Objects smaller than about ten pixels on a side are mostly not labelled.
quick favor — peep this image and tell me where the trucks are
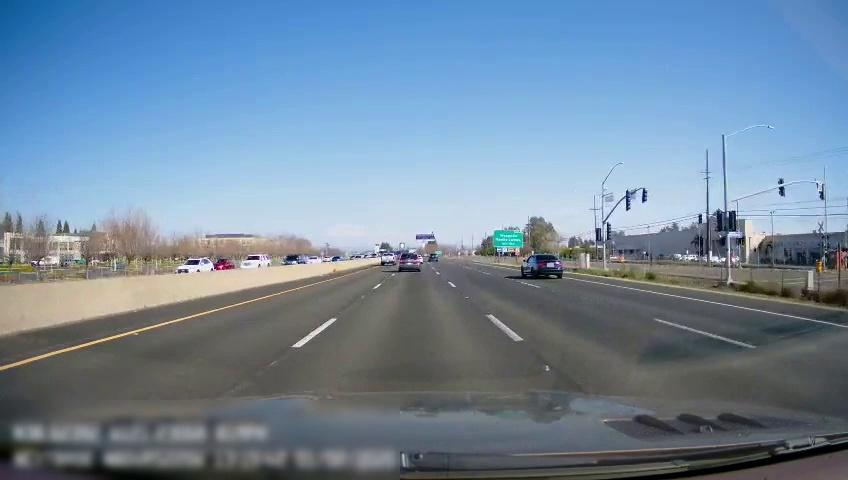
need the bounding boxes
[380,253,396,266]
[239,254,272,269]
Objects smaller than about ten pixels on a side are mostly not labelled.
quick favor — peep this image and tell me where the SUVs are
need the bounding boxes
[280,253,307,265]
[174,257,215,275]
[398,253,421,272]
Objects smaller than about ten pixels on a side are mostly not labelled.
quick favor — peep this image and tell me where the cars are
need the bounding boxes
[520,255,563,279]
[211,258,236,271]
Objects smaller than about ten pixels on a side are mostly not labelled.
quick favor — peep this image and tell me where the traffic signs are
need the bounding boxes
[493,229,524,249]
